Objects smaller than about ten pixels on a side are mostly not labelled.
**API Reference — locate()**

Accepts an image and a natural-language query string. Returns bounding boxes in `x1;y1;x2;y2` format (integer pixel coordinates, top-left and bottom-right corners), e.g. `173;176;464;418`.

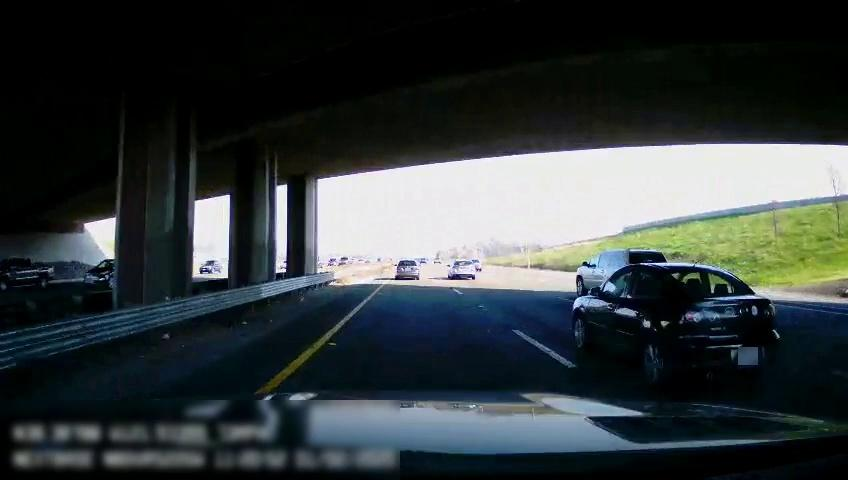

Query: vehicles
82;258;116;291
575;248;668;297
447;258;476;280
0;257;55;294
337;256;353;267
570;261;784;390
470;258;482;273
279;260;287;270
394;259;420;281
198;259;224;275
327;257;340;267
